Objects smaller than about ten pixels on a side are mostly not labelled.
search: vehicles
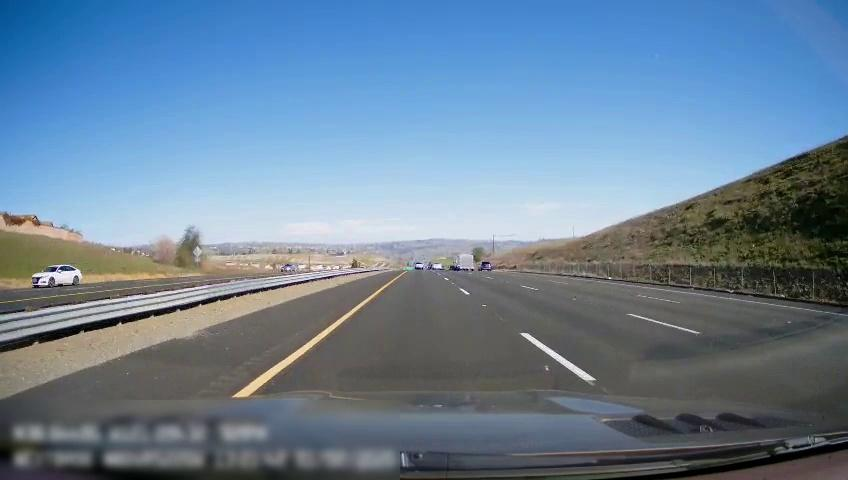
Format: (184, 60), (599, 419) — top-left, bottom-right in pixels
(429, 261), (442, 270)
(457, 255), (474, 271)
(280, 264), (294, 272)
(32, 264), (81, 288)
(478, 261), (493, 271)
